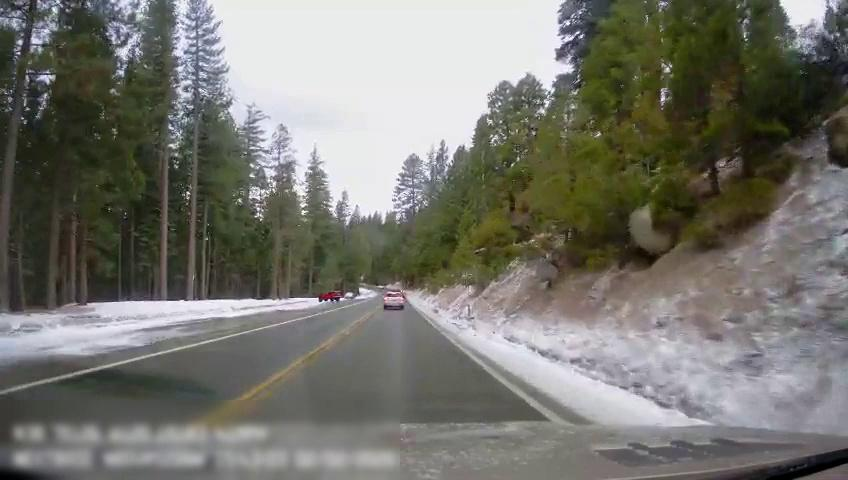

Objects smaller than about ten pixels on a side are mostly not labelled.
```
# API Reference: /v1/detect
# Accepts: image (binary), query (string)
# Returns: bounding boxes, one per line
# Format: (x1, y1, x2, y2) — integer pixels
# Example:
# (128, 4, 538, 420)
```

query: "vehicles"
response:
(343, 291, 355, 301)
(318, 290, 342, 303)
(383, 290, 405, 310)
